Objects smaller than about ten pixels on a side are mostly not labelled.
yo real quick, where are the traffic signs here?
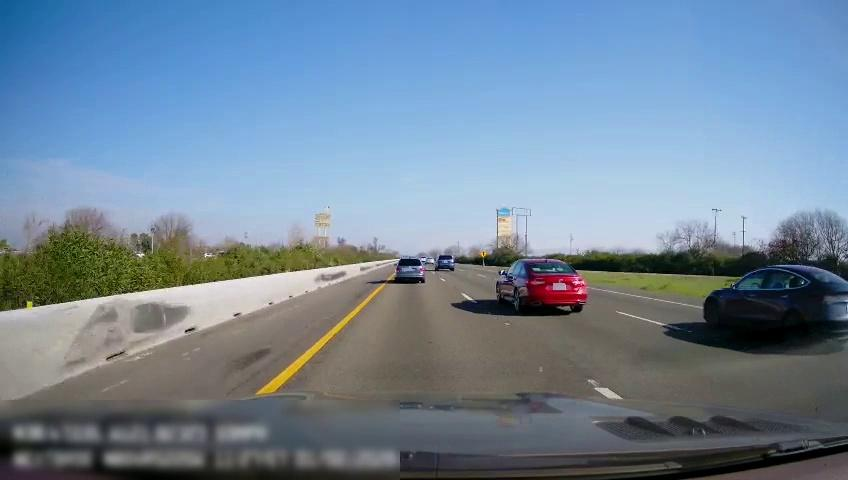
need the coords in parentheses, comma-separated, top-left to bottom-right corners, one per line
(479, 249, 486, 260)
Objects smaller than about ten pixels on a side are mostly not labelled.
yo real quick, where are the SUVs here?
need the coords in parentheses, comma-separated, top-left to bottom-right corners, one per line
(393, 257, 424, 283)
(435, 254, 455, 271)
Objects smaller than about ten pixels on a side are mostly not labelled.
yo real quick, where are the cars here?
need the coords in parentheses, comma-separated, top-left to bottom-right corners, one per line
(703, 265, 848, 348)
(495, 258, 590, 317)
